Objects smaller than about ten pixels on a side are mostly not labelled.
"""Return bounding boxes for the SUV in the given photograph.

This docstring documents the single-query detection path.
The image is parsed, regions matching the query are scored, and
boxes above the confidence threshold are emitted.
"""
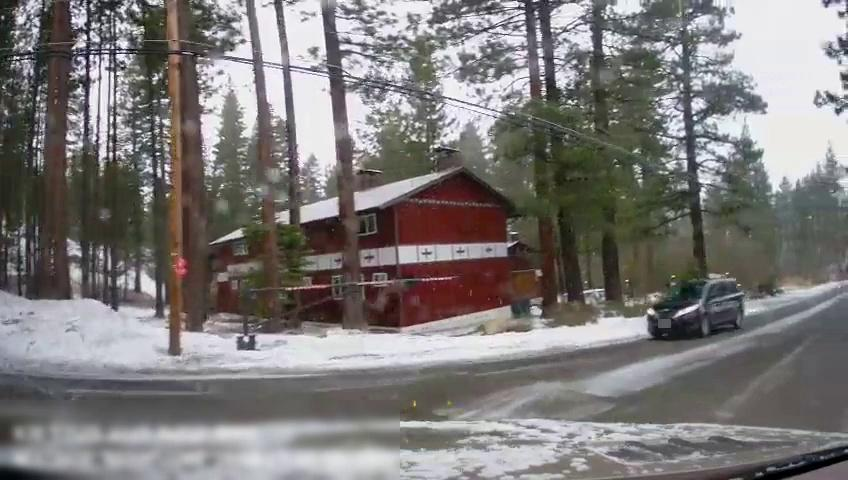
[647,277,746,339]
